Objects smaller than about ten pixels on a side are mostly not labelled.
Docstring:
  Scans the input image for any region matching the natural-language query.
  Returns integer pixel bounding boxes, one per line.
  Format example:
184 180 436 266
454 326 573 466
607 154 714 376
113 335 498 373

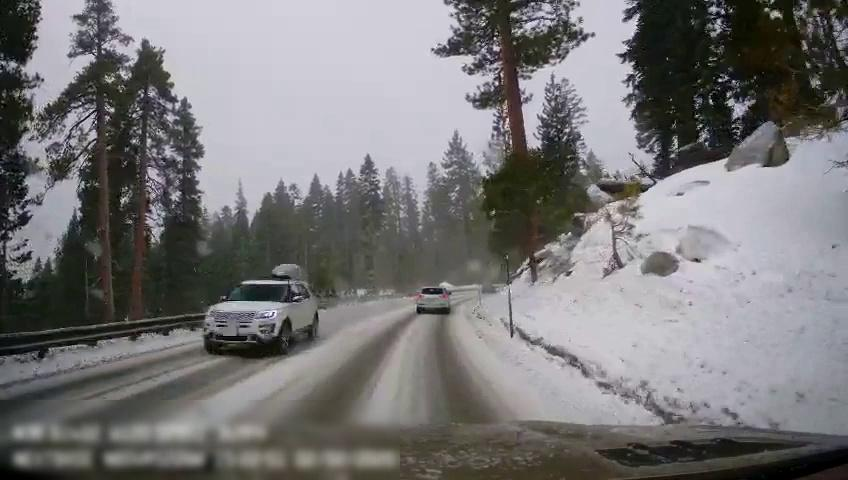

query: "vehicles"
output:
416 285 453 315
480 283 496 294
202 280 321 356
